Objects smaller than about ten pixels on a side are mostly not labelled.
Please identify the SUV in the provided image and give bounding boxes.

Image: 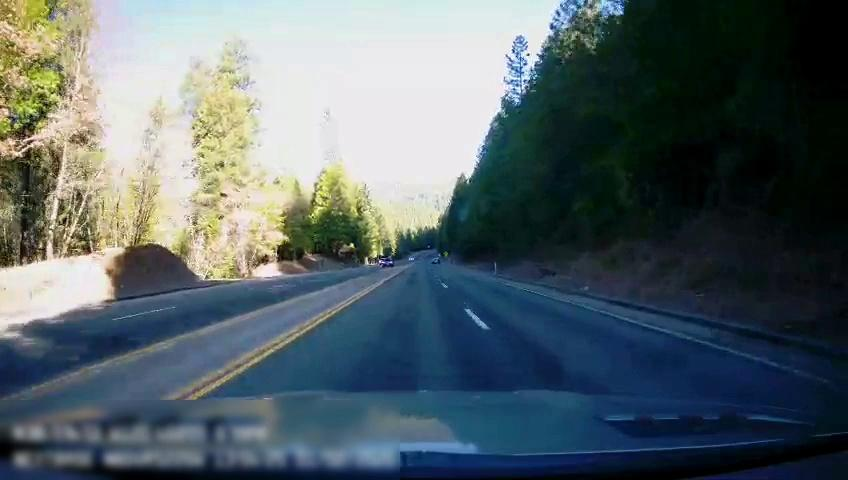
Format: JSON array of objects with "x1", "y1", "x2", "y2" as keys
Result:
[{"x1": 382, "y1": 259, "x2": 394, "y2": 268}]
